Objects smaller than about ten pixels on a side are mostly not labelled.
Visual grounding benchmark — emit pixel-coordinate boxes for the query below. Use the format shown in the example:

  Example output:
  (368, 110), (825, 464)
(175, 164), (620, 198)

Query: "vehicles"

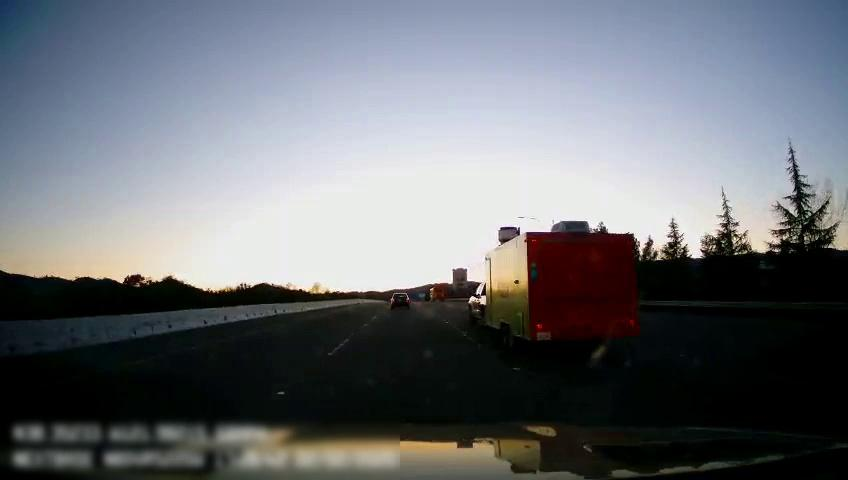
(390, 293), (410, 310)
(467, 232), (641, 360)
(432, 287), (444, 303)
